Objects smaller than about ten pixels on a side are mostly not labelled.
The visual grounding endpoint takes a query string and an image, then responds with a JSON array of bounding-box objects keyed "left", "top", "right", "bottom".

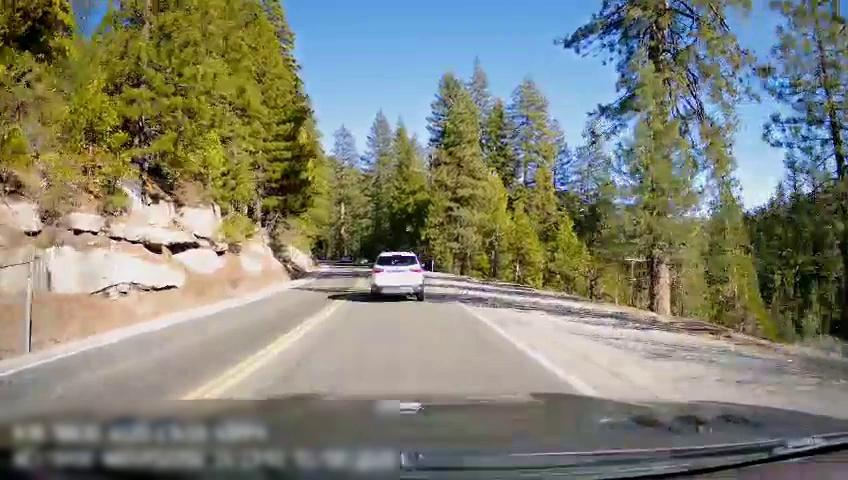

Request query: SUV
[{"left": 369, "top": 251, "right": 425, "bottom": 303}]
